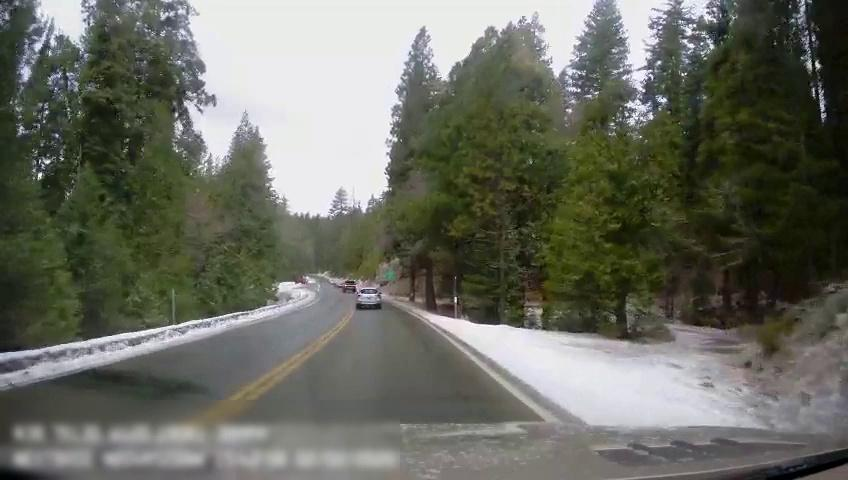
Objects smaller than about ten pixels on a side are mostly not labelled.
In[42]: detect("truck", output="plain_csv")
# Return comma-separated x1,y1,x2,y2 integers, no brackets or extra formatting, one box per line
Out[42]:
343,280,357,292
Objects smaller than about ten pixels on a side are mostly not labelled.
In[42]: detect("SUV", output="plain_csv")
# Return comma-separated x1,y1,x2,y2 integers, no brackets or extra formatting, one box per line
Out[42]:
356,287,382,311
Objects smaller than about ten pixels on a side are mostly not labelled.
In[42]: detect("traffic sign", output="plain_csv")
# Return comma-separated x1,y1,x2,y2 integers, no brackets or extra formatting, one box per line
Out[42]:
385,271,398,281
